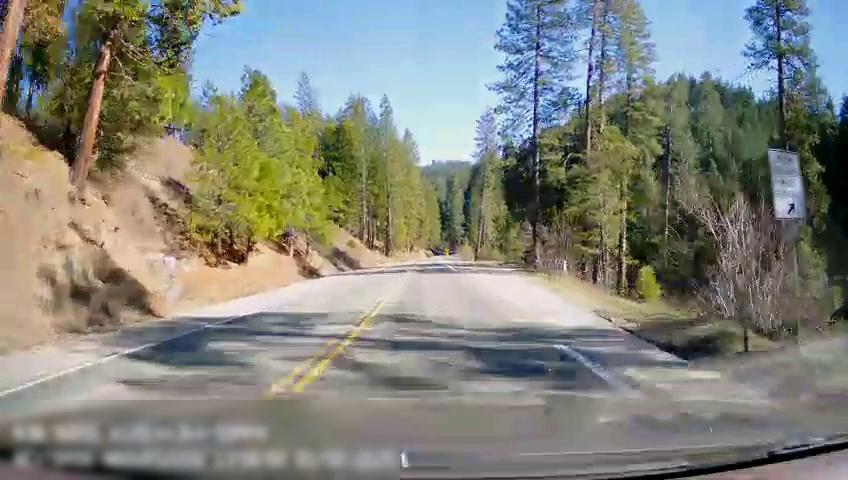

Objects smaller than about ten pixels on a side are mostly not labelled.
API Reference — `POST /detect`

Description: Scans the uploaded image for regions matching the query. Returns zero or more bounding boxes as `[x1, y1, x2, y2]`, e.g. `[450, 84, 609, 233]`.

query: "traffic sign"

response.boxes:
[767, 148, 809, 221]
